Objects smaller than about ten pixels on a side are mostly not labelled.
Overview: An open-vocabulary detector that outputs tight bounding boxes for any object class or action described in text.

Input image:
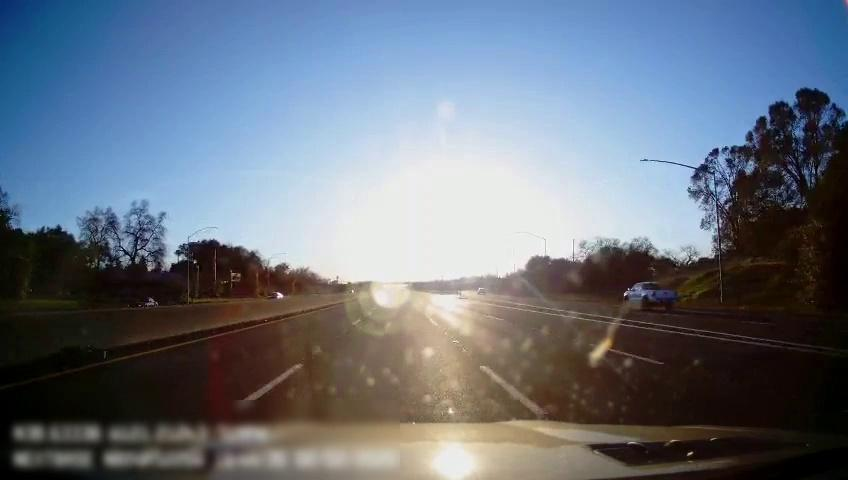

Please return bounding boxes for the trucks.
[623,282,676,311]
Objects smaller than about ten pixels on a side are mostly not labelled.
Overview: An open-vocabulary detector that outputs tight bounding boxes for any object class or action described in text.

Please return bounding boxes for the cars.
[267,292,283,301]
[127,297,158,310]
